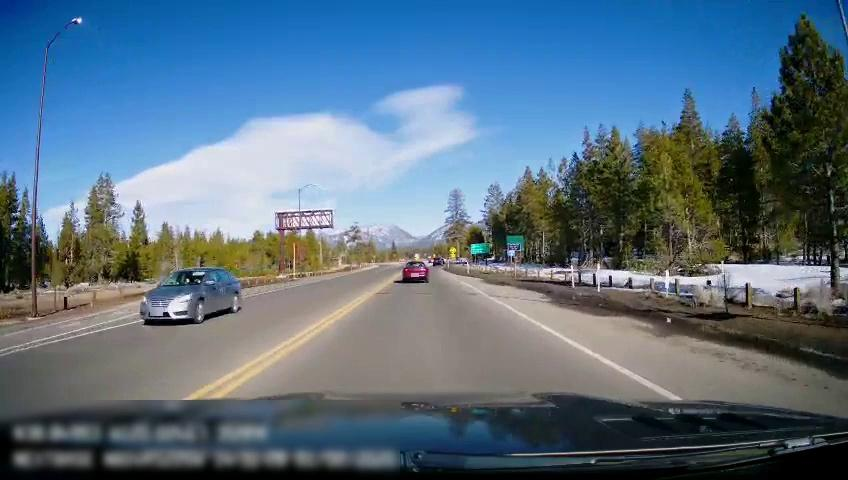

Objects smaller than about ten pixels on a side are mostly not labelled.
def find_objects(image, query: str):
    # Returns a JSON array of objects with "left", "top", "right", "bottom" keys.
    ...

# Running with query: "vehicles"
[
  {"left": 432, "top": 257, "right": 443, "bottom": 267},
  {"left": 139, "top": 266, "right": 245, "bottom": 325},
  {"left": 402, "top": 260, "right": 430, "bottom": 283}
]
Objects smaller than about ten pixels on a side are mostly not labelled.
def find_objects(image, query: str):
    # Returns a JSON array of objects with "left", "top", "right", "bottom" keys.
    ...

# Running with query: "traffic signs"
[
  {"left": 507, "top": 240, "right": 521, "bottom": 252},
  {"left": 470, "top": 244, "right": 490, "bottom": 254},
  {"left": 506, "top": 236, "right": 524, "bottom": 247}
]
